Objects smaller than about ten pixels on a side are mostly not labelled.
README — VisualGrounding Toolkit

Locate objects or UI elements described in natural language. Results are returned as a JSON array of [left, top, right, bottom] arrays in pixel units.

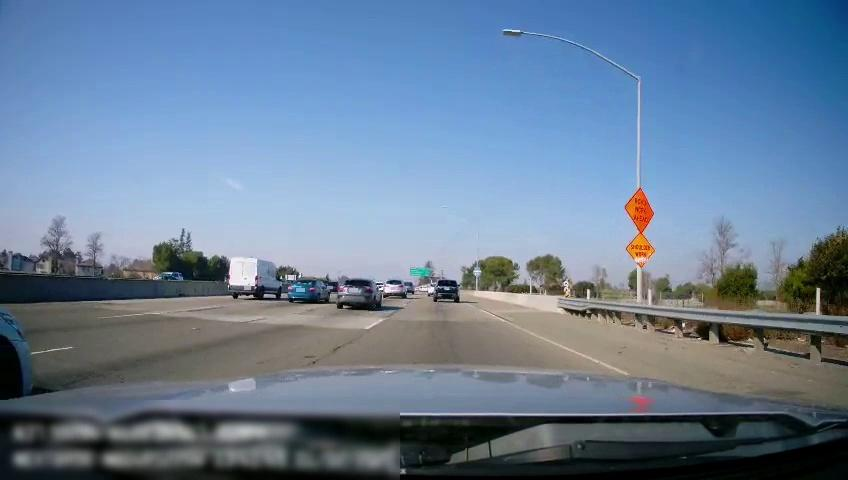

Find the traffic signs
[[623, 187, 655, 234], [409, 266, 432, 278], [625, 233, 656, 269]]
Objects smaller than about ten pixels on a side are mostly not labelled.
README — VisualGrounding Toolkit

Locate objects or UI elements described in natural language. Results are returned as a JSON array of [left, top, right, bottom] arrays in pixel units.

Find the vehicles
[[374, 282, 386, 294], [0, 309, 34, 401], [335, 278, 383, 311], [428, 281, 444, 297], [432, 279, 461, 303], [383, 279, 407, 299], [399, 281, 415, 295], [287, 278, 331, 304], [324, 281, 344, 295], [229, 257, 284, 300]]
